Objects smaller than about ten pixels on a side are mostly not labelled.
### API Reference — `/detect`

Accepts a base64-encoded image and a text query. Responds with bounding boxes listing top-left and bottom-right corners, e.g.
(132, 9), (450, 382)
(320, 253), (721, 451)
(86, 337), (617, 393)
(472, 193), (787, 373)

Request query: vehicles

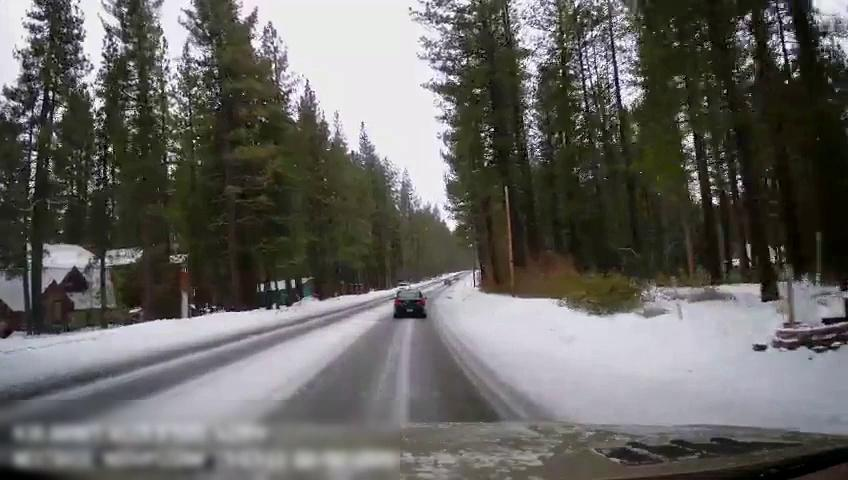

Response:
(397, 281), (410, 291)
(392, 289), (428, 318)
